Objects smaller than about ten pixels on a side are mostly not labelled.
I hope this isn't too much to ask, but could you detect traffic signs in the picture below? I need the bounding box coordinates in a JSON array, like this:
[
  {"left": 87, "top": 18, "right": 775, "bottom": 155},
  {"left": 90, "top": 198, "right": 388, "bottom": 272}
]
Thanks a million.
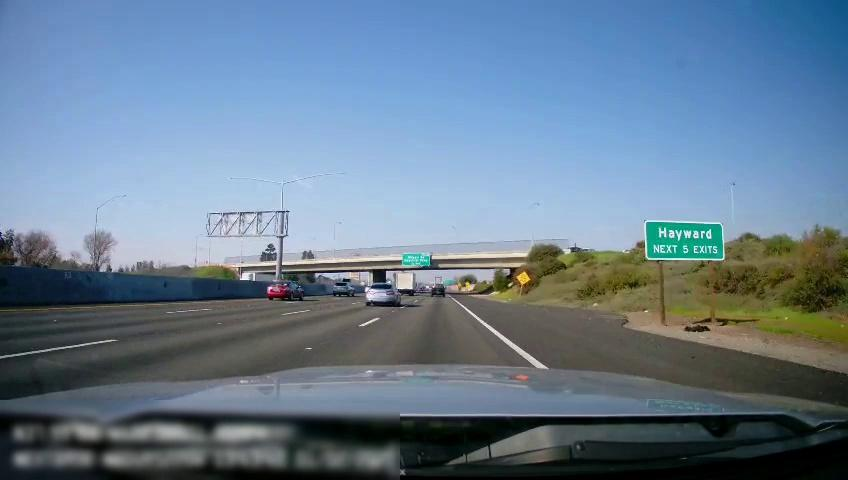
[
  {"left": 516, "top": 270, "right": 531, "bottom": 285},
  {"left": 644, "top": 220, "right": 725, "bottom": 260},
  {"left": 401, "top": 252, "right": 431, "bottom": 267}
]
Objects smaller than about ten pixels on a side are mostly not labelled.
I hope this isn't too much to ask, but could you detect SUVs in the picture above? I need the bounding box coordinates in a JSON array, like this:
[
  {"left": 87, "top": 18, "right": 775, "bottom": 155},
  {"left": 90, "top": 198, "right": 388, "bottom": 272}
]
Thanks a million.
[{"left": 333, "top": 282, "right": 355, "bottom": 298}]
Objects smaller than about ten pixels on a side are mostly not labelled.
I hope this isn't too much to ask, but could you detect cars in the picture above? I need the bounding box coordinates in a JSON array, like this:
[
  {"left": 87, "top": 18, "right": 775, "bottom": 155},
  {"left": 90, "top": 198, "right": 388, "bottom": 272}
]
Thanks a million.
[
  {"left": 266, "top": 280, "right": 304, "bottom": 303},
  {"left": 365, "top": 282, "right": 402, "bottom": 307}
]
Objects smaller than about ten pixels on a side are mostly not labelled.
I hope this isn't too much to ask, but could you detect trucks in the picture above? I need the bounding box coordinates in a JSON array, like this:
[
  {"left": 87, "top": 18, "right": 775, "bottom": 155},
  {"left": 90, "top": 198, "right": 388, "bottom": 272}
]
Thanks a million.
[
  {"left": 396, "top": 272, "right": 416, "bottom": 297},
  {"left": 431, "top": 284, "right": 445, "bottom": 297}
]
